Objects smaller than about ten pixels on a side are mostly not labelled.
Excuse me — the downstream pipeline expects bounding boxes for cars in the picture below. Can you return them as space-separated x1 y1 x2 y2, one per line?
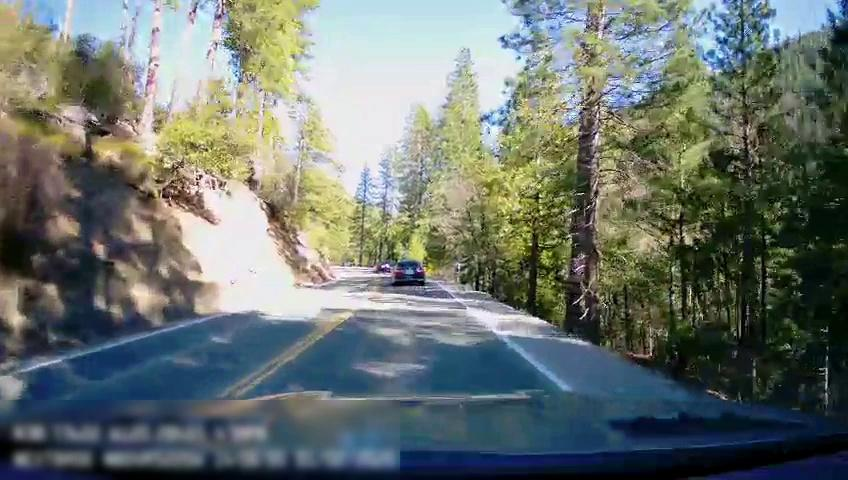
375 263 393 274
390 260 426 287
